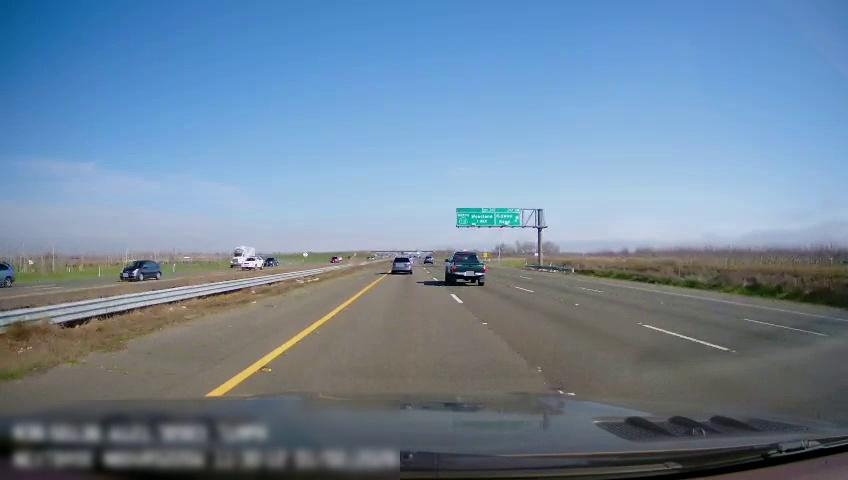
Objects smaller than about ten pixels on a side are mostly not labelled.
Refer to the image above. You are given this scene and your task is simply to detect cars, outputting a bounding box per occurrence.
[120,260,163,282]
[263,257,279,267]
[0,261,16,288]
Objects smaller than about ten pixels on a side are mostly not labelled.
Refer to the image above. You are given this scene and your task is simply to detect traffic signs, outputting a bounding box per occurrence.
[456,206,523,228]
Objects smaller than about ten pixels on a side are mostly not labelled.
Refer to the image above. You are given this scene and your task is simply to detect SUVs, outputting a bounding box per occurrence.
[392,257,414,276]
[329,256,341,264]
[241,256,264,271]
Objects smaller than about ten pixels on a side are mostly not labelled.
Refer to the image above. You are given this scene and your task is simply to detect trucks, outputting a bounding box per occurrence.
[230,246,255,268]
[444,251,488,287]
